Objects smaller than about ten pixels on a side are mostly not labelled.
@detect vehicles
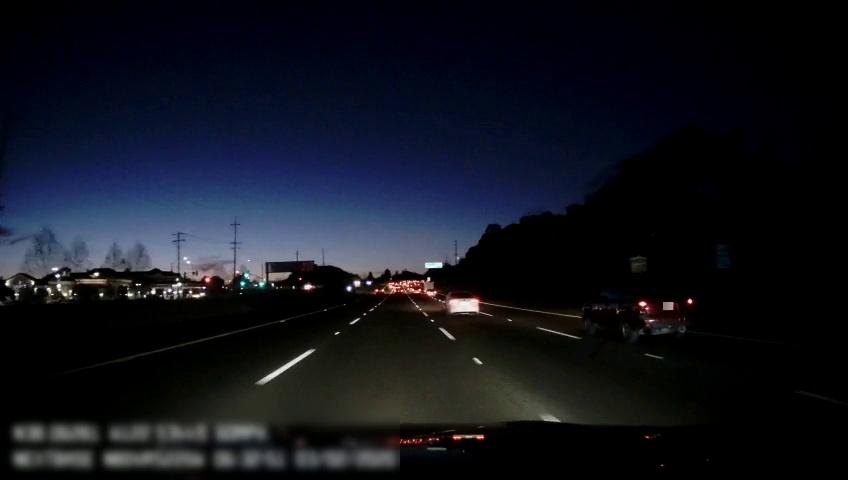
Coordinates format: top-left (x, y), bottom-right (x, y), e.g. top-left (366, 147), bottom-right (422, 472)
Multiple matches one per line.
top-left (580, 277), bottom-right (694, 344)
top-left (420, 282), bottom-right (434, 299)
top-left (445, 290), bottom-right (480, 317)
